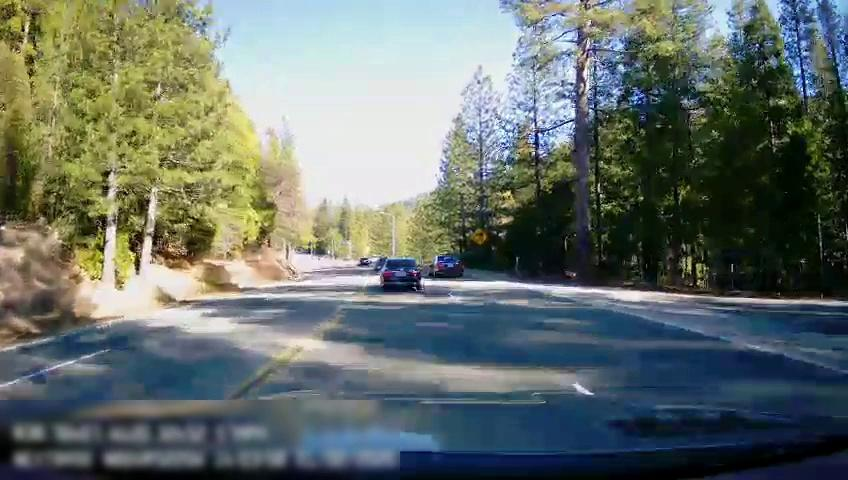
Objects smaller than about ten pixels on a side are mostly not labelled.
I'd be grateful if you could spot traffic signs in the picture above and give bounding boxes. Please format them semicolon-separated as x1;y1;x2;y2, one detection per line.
469;227;489;246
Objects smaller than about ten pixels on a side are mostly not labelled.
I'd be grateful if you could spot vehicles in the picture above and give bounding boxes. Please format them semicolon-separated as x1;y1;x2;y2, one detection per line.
373;259;387;272
382;256;423;291
429;254;463;278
